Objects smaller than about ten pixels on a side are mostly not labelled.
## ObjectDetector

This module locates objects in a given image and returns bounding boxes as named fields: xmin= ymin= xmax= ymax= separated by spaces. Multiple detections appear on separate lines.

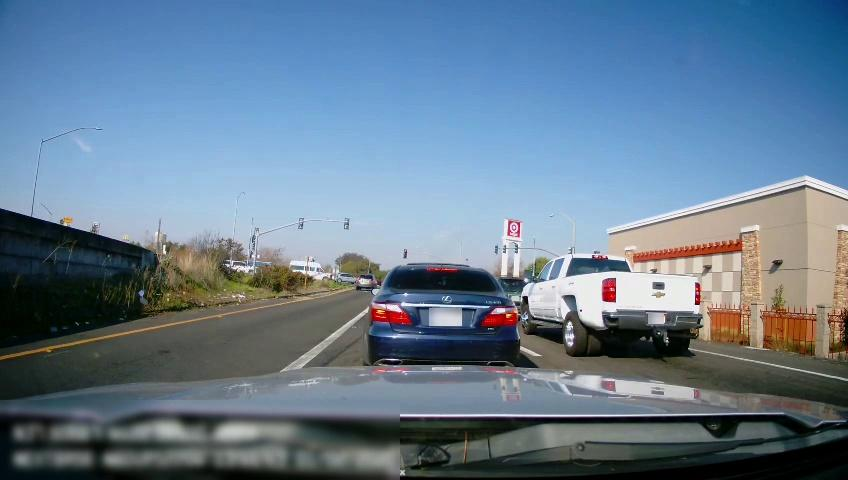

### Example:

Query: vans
xmin=287 ymin=259 xmax=330 ymax=282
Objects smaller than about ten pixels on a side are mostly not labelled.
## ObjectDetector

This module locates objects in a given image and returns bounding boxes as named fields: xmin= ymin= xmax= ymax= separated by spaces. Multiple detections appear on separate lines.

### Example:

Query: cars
xmin=361 ymin=262 xmax=522 ymax=367
xmin=336 ymin=272 xmax=354 ymax=285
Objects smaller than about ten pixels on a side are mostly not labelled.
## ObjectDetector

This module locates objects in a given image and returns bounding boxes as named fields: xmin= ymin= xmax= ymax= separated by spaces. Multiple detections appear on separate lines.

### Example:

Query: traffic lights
xmin=297 ymin=217 xmax=305 ymax=230
xmin=567 ymin=247 xmax=573 ymax=261
xmin=513 ymin=242 xmax=519 ymax=256
xmin=502 ymin=243 xmax=507 ymax=255
xmin=343 ymin=217 xmax=350 ymax=231
xmin=403 ymin=248 xmax=408 ymax=260
xmin=494 ymin=244 xmax=499 ymax=255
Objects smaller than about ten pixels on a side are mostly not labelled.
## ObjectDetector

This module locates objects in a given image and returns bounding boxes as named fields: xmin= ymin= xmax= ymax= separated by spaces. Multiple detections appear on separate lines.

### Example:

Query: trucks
xmin=518 ymin=254 xmax=705 ymax=357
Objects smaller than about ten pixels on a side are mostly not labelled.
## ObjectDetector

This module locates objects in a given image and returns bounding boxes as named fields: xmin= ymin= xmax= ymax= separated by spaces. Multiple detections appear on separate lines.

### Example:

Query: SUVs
xmin=492 ymin=276 xmax=528 ymax=318
xmin=355 ymin=274 xmax=377 ymax=291
xmin=221 ymin=259 xmax=256 ymax=277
